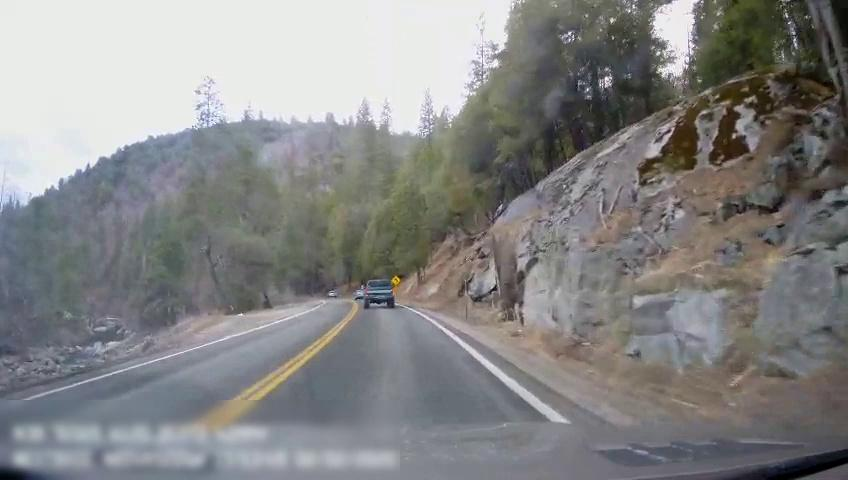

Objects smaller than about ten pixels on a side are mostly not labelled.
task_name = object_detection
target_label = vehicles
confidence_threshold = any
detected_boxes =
[363,281,395,310]
[354,289,363,301]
